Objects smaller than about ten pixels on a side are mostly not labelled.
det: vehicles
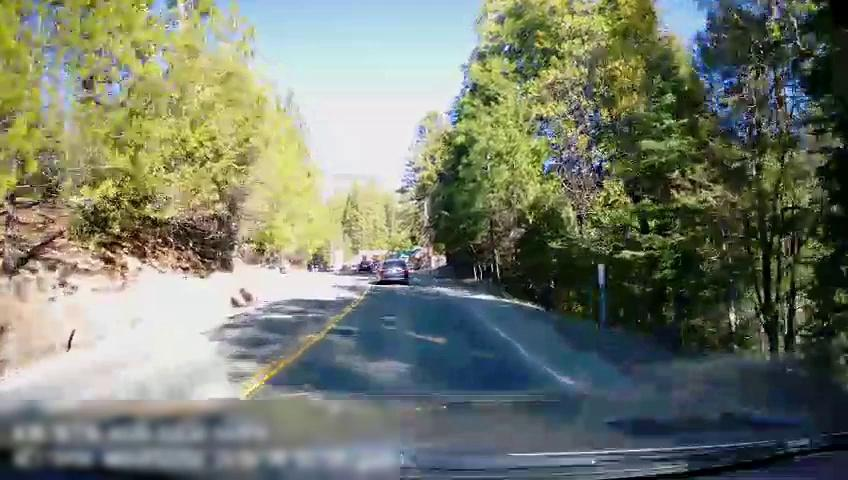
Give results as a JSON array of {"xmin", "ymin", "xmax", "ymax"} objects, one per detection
[
  {"xmin": 356, "ymin": 261, "xmax": 372, "ymax": 274},
  {"xmin": 374, "ymin": 259, "xmax": 410, "ymax": 284}
]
